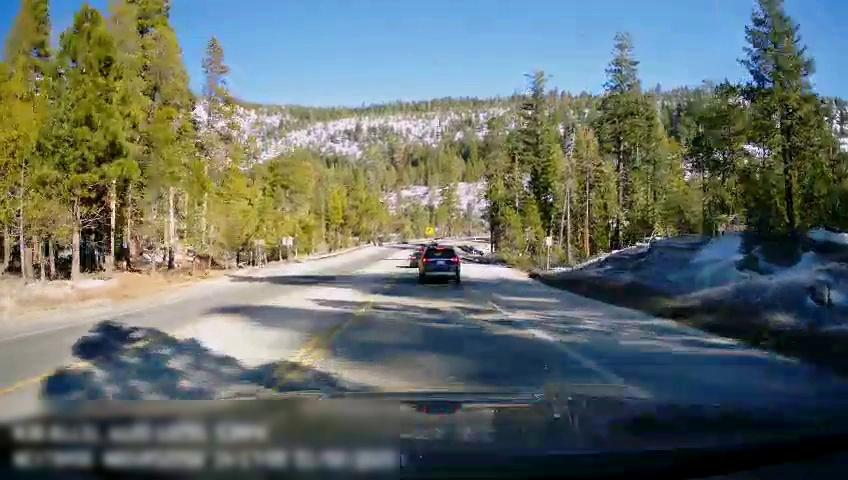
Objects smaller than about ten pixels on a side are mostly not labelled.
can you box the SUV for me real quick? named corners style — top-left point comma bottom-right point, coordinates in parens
top-left (417, 243), bottom-right (462, 284)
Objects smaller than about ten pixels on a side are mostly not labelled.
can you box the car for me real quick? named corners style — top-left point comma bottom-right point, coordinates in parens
top-left (409, 251), bottom-right (422, 268)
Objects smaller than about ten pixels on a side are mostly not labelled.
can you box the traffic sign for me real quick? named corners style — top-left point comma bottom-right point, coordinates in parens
top-left (424, 226), bottom-right (435, 236)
